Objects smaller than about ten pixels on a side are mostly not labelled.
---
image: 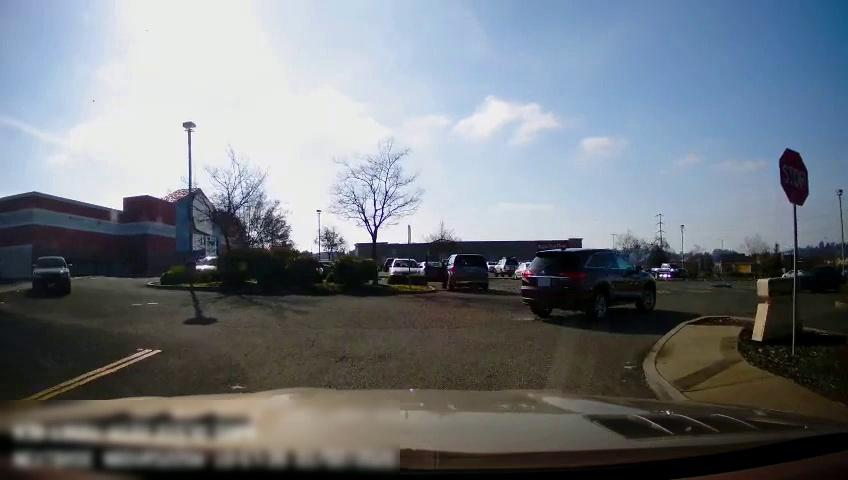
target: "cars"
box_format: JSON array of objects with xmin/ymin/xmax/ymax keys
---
[
  {"xmin": 512, "ymin": 263, "xmax": 532, "ymax": 281},
  {"xmin": 30, "ymin": 256, "xmax": 72, "ymax": 292},
  {"xmin": 780, "ymin": 266, "xmax": 807, "ymax": 280}
]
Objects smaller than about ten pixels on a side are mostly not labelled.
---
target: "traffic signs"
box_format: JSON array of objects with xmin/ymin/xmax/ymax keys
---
[{"xmin": 777, "ymin": 147, "xmax": 812, "ymax": 208}]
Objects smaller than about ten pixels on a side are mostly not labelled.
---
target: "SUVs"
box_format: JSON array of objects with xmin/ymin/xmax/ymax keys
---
[
  {"xmin": 520, "ymin": 249, "xmax": 659, "ymax": 325},
  {"xmin": 423, "ymin": 253, "xmax": 490, "ymax": 291}
]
